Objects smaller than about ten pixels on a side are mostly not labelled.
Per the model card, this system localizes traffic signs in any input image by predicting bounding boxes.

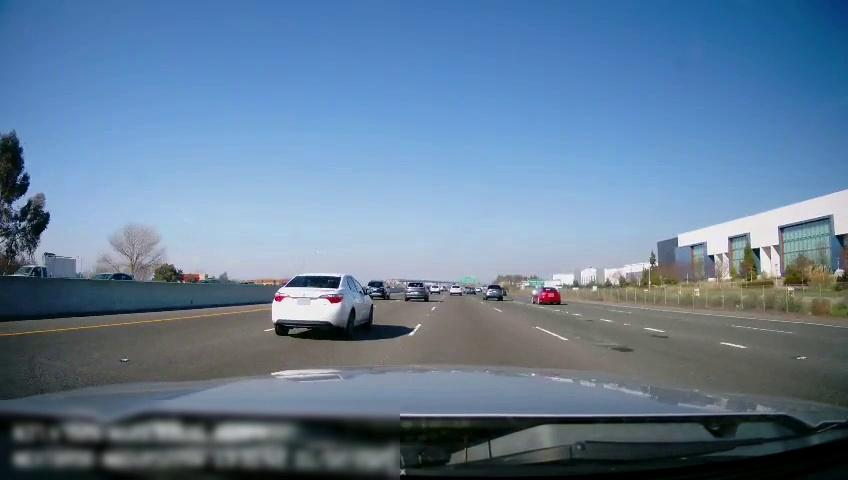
[529,279,545,286]
[463,276,476,283]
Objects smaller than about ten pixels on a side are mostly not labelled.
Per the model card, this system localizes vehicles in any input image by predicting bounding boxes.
[466,287,477,296]
[3,265,56,279]
[449,284,463,297]
[482,284,503,301]
[89,272,137,281]
[544,280,562,292]
[429,283,441,295]
[365,280,391,300]
[531,286,562,306]
[271,271,374,338]
[520,283,536,291]
[499,287,507,297]
[404,282,430,303]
